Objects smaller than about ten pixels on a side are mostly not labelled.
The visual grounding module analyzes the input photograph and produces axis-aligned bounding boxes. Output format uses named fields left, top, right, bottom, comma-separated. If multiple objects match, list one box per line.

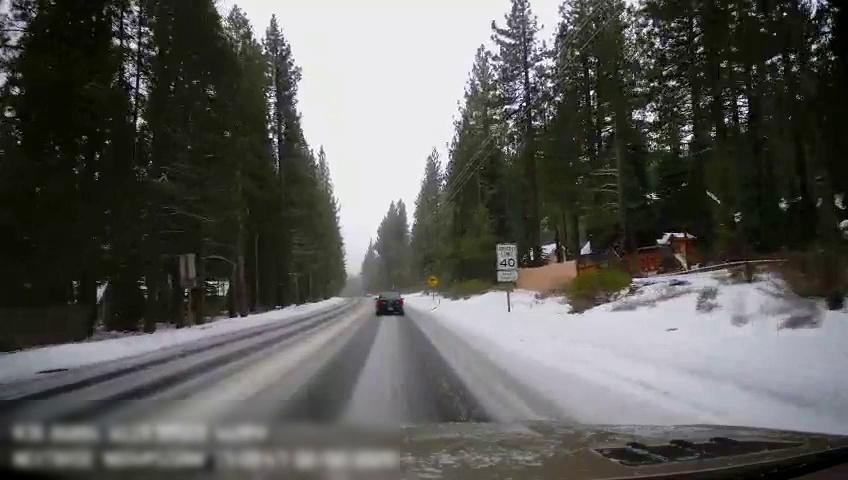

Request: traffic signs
left=428, top=275, right=439, bottom=287
left=497, top=270, right=518, bottom=282
left=496, top=242, right=518, bottom=271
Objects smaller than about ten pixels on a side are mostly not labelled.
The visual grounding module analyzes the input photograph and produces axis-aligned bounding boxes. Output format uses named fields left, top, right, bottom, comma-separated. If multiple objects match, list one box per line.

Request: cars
left=374, top=292, right=405, bottom=317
